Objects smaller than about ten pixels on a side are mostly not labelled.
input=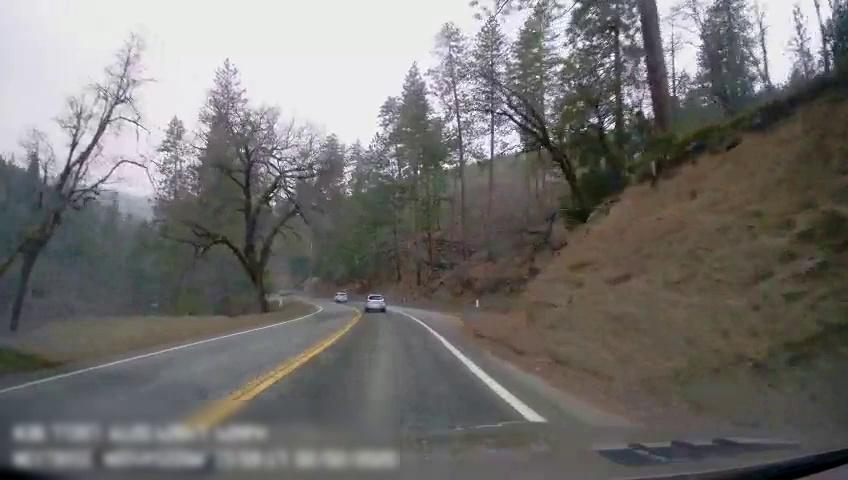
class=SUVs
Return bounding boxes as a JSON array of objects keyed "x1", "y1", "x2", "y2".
[
  {"x1": 334, "y1": 292, "x2": 348, "y2": 303},
  {"x1": 365, "y1": 294, "x2": 386, "y2": 312}
]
